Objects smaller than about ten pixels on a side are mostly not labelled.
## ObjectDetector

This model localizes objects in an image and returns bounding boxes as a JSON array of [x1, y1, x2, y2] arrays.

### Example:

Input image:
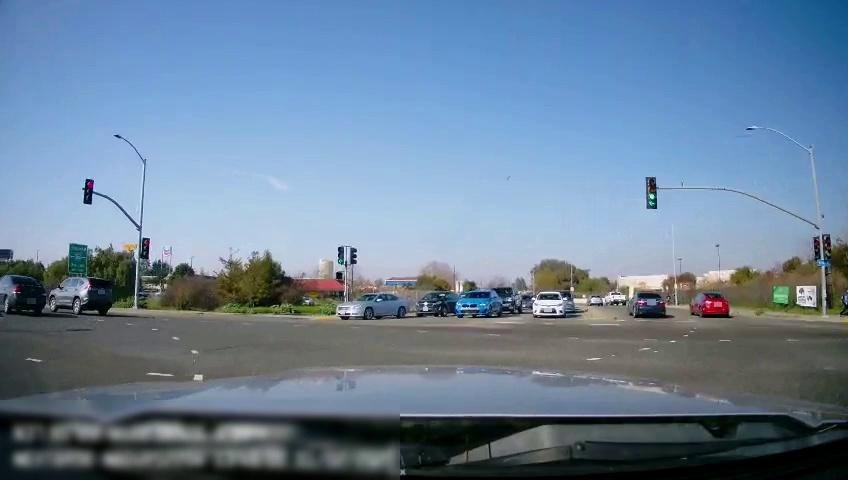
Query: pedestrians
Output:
[[838, 288, 848, 317]]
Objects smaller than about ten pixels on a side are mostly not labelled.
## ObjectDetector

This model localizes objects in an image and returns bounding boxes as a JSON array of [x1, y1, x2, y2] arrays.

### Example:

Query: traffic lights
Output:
[[336, 245, 347, 266], [346, 245, 359, 266], [335, 270, 346, 283], [821, 233, 834, 262], [82, 177, 95, 206], [644, 174, 660, 209], [139, 237, 151, 261], [812, 234, 821, 262]]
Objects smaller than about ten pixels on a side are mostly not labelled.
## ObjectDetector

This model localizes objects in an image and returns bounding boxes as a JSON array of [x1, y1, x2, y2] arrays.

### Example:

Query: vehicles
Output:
[[415, 290, 463, 318], [586, 294, 604, 307], [531, 290, 568, 319], [455, 289, 504, 318], [335, 291, 413, 321], [626, 291, 667, 319], [689, 291, 731, 319], [47, 276, 115, 316], [516, 293, 535, 310], [557, 290, 575, 313], [490, 286, 524, 314], [604, 291, 627, 307], [0, 274, 47, 316]]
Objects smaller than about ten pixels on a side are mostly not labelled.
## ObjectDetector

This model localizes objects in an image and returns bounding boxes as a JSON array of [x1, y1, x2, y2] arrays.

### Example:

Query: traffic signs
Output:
[[67, 241, 90, 275], [815, 259, 833, 268]]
